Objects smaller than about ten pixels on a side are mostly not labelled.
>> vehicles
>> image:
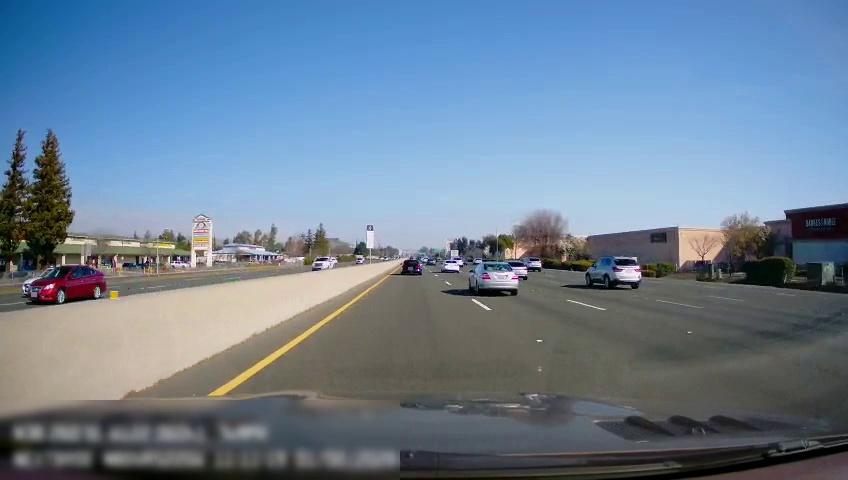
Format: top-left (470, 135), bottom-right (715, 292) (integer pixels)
top-left (23, 264), bottom-right (58, 297)
top-left (26, 265), bottom-right (107, 305)
top-left (355, 254), bottom-right (364, 265)
top-left (447, 250), bottom-right (458, 260)
top-left (467, 261), bottom-right (519, 297)
top-left (584, 256), bottom-right (643, 289)
top-left (441, 259), bottom-right (459, 273)
top-left (426, 258), bottom-right (436, 266)
top-left (454, 257), bottom-right (464, 267)
top-left (523, 257), bottom-right (542, 273)
top-left (507, 261), bottom-right (528, 281)
top-left (399, 258), bottom-right (423, 276)
top-left (311, 256), bottom-right (333, 272)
